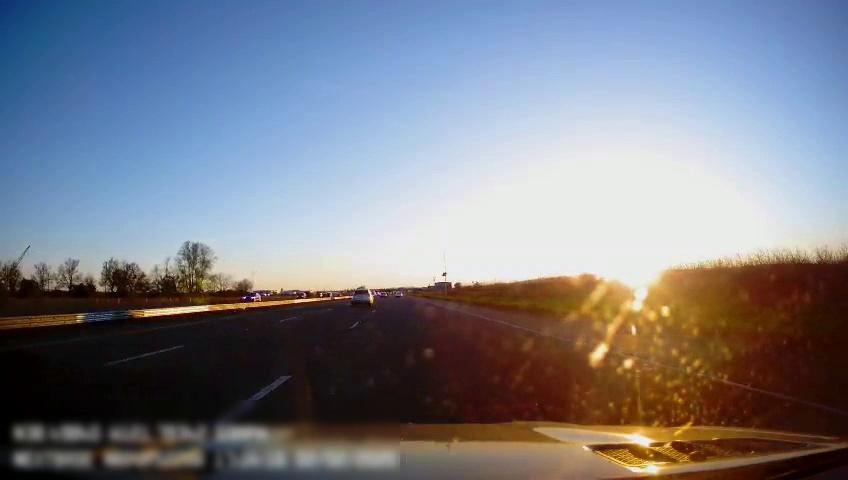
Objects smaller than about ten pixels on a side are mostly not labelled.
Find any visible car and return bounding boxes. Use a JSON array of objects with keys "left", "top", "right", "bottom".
[{"left": 241, "top": 292, "right": 260, "bottom": 303}]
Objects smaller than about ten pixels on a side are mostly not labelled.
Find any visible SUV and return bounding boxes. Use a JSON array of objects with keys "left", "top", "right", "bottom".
[{"left": 350, "top": 289, "right": 374, "bottom": 308}]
